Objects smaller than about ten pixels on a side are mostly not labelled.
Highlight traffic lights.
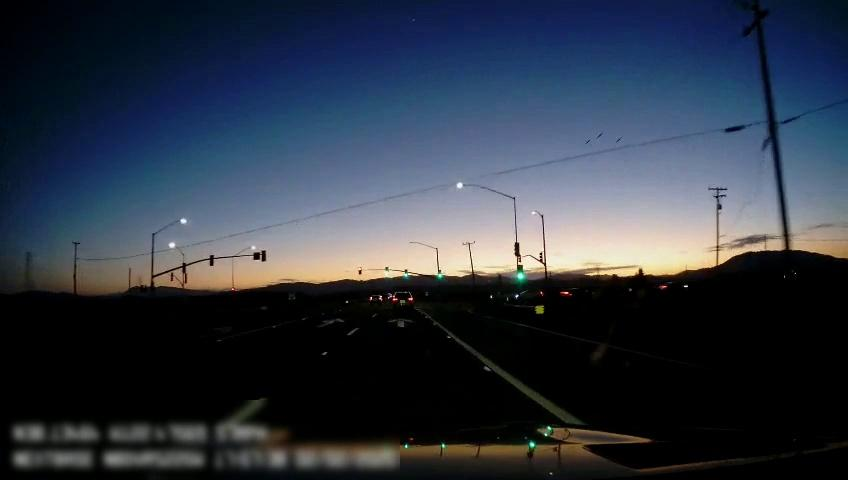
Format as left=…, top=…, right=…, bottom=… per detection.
left=261, top=250, right=266, bottom=262
left=209, top=254, right=214, bottom=266
left=231, top=286, right=236, bottom=297
left=151, top=281, right=155, bottom=292
left=514, top=242, right=520, bottom=257
left=517, top=264, right=523, bottom=279
left=182, top=262, right=186, bottom=273
left=539, top=252, right=543, bottom=263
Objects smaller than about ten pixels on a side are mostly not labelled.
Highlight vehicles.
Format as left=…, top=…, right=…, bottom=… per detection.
left=507, top=289, right=543, bottom=303
left=368, top=294, right=384, bottom=305
left=392, top=291, right=414, bottom=311
left=489, top=290, right=514, bottom=300
left=657, top=281, right=689, bottom=292
left=559, top=287, right=593, bottom=298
